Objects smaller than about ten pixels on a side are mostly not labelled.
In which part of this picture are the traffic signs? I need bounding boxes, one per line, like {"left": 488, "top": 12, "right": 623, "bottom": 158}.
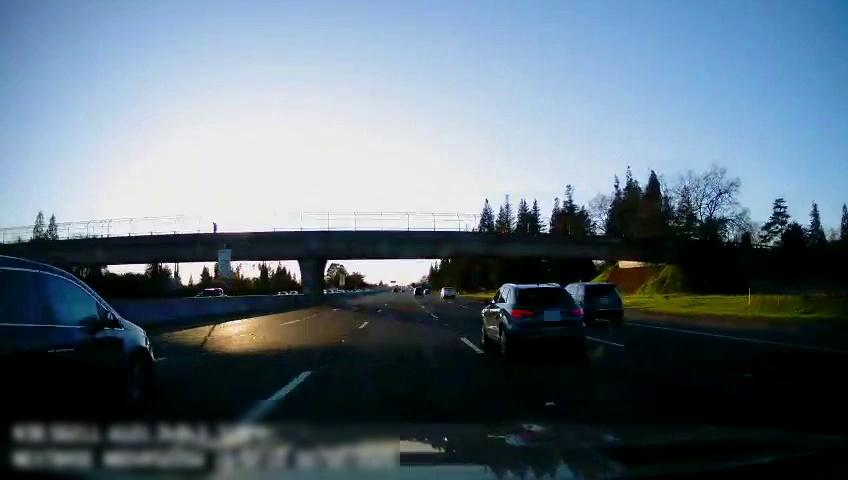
{"left": 217, "top": 248, "right": 232, "bottom": 278}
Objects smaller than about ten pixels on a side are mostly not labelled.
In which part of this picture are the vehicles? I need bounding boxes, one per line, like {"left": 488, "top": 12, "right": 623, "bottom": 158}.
{"left": 193, "top": 287, "right": 228, "bottom": 299}
{"left": 561, "top": 282, "right": 625, "bottom": 328}
{"left": 478, "top": 281, "right": 587, "bottom": 359}
{"left": 413, "top": 287, "right": 424, "bottom": 297}
{"left": 0, "top": 254, "right": 158, "bottom": 423}
{"left": 288, "top": 290, "right": 299, "bottom": 296}
{"left": 276, "top": 290, "right": 289, "bottom": 296}
{"left": 440, "top": 286, "right": 457, "bottom": 300}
